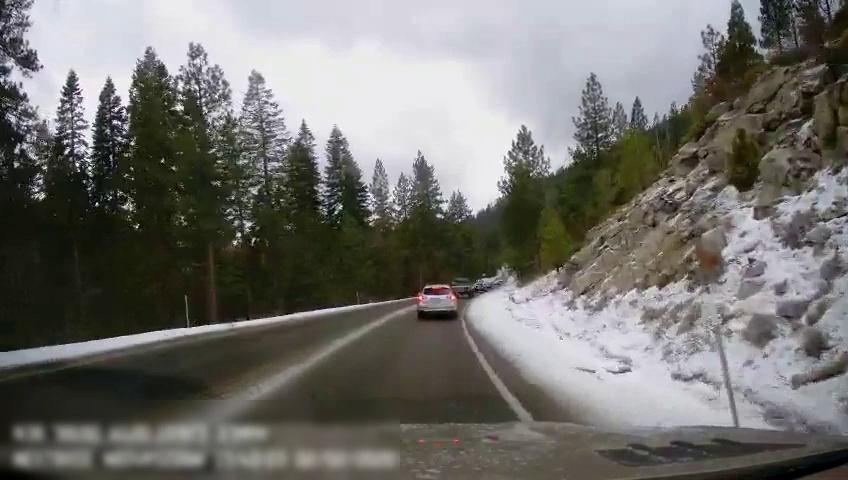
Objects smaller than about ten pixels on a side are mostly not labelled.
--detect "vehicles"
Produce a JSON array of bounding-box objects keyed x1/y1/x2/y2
[
  {"x1": 418, "y1": 285, "x2": 457, "y2": 319},
  {"x1": 474, "y1": 282, "x2": 487, "y2": 292},
  {"x1": 451, "y1": 278, "x2": 475, "y2": 298}
]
